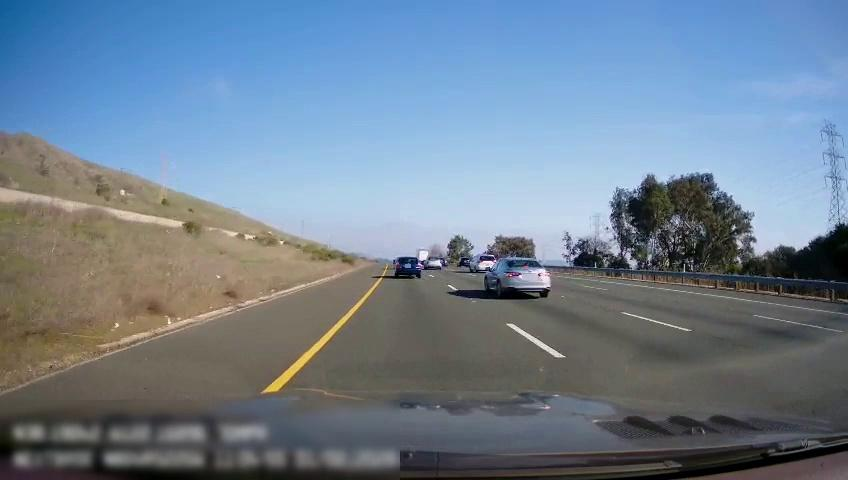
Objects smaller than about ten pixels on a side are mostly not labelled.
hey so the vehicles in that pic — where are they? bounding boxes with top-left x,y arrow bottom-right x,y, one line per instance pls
394,257 -> 421,279
414,248 -> 429,265
483,258 -> 552,298
457,257 -> 473,268
424,257 -> 442,270
469,255 -> 497,273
